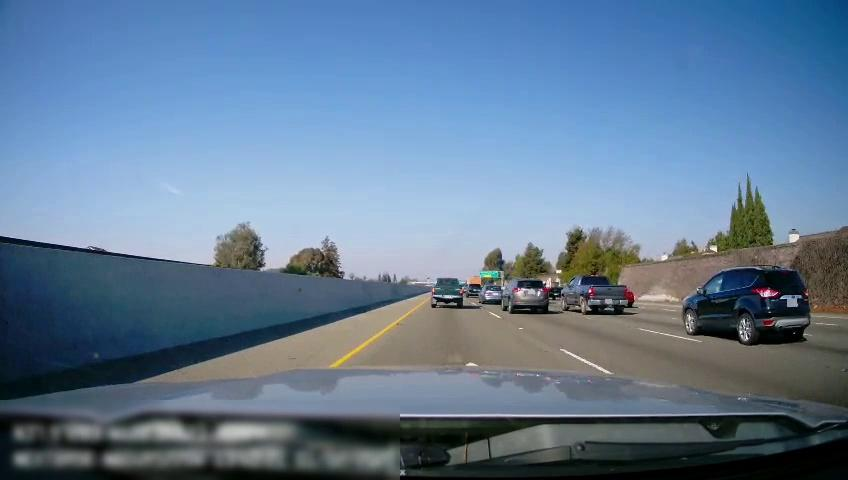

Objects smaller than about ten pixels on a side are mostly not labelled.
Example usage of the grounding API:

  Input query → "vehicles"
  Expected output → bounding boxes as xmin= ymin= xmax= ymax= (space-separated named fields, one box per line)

xmin=430 ymin=277 xmax=463 ymax=309
xmin=542 ymin=277 xmax=566 ymax=301
xmin=621 ymin=290 xmax=635 ymax=309
xmin=465 ymin=283 xmax=482 ymax=299
xmin=501 ymin=277 xmax=551 ymax=315
xmin=478 ymin=284 xmax=503 ymax=305
xmin=680 ymin=264 xmax=812 ymax=346
xmin=560 ymin=275 xmax=628 ymax=316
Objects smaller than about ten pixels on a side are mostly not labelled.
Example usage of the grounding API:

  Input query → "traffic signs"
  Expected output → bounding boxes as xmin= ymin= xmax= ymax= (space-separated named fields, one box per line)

xmin=479 ymin=270 xmax=499 ymax=279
